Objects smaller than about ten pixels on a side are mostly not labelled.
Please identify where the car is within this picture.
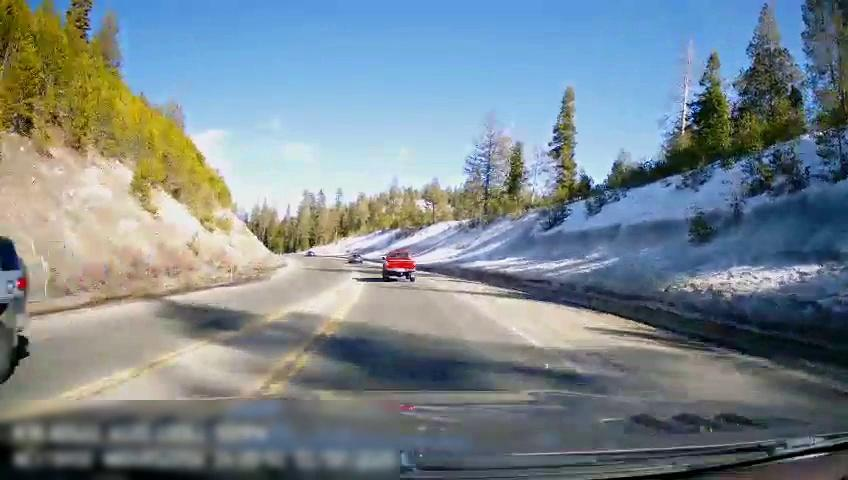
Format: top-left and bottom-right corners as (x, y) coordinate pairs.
(347, 252), (364, 264)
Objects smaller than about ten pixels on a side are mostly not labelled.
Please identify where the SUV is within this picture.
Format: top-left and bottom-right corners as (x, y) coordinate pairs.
(0, 236), (32, 383)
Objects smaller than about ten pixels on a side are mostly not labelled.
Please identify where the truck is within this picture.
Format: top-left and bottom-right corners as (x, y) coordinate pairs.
(382, 248), (417, 283)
